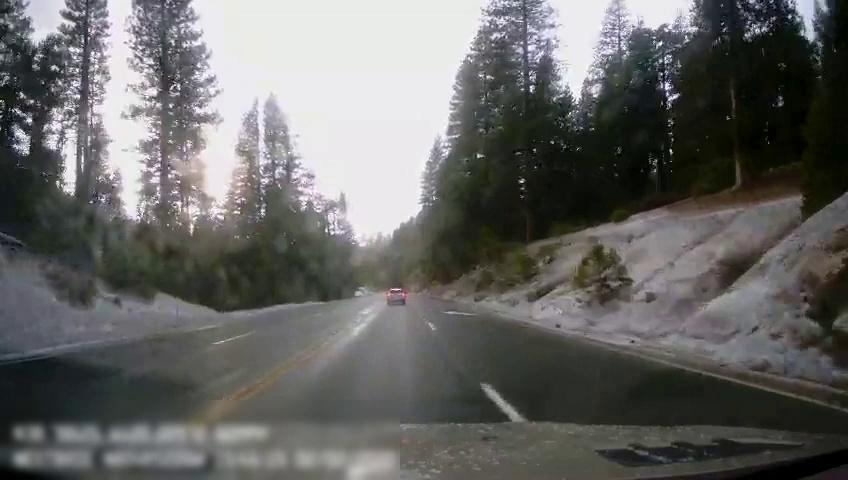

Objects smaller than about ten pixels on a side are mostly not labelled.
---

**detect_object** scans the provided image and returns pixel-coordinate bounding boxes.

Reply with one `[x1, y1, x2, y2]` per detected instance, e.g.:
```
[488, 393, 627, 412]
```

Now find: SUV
[386, 287, 407, 304]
